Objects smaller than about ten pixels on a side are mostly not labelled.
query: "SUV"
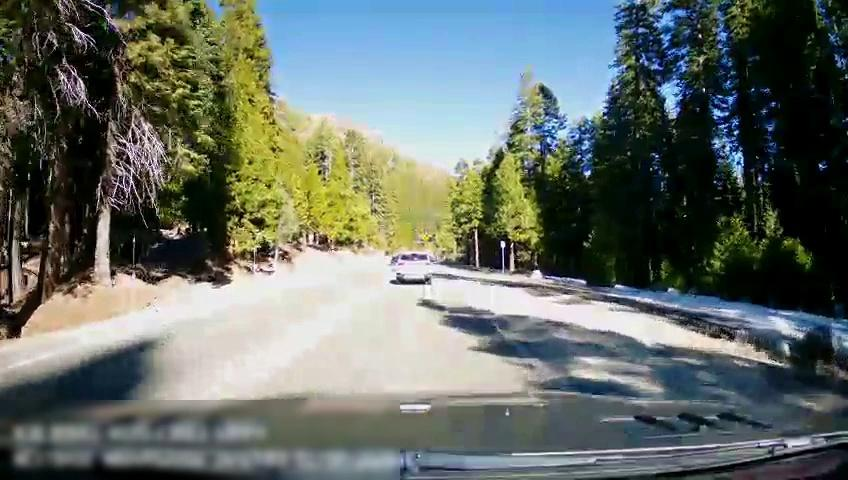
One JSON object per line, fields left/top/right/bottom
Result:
{"left": 394, "top": 251, "right": 433, "bottom": 286}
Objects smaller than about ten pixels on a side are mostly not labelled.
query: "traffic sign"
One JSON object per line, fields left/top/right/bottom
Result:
{"left": 415, "top": 231, "right": 436, "bottom": 242}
